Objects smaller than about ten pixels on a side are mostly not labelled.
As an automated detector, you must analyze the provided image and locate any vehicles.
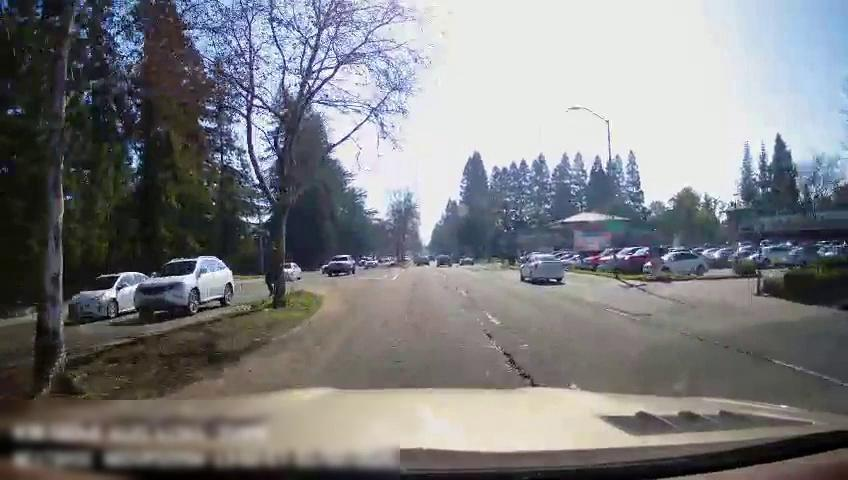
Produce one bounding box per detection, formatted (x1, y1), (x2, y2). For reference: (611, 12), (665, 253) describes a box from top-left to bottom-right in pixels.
(458, 256), (475, 266)
(436, 254), (453, 267)
(131, 255), (237, 321)
(363, 256), (379, 270)
(416, 255), (430, 266)
(70, 271), (148, 320)
(326, 254), (357, 277)
(358, 255), (367, 267)
(519, 253), (565, 284)
(283, 261), (303, 282)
